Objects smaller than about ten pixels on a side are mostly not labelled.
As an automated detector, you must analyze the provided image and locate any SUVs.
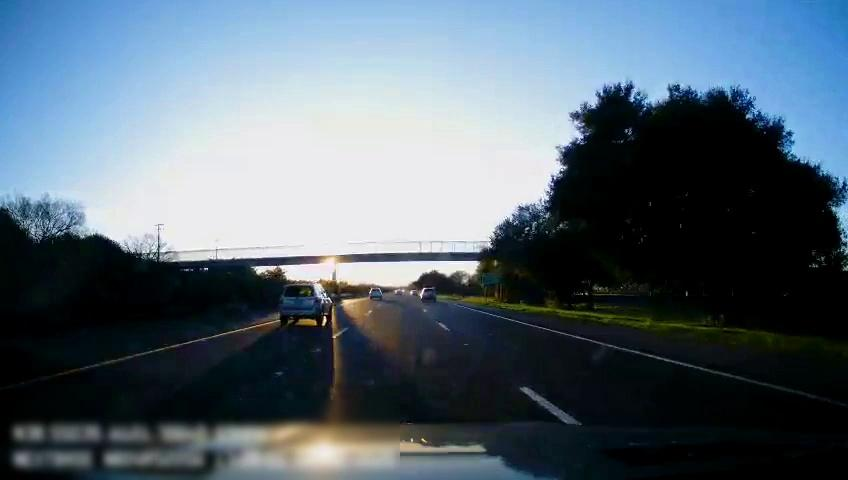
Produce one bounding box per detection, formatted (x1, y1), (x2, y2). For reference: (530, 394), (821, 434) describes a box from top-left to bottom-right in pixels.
(420, 288), (436, 302)
(368, 287), (382, 300)
(279, 282), (334, 327)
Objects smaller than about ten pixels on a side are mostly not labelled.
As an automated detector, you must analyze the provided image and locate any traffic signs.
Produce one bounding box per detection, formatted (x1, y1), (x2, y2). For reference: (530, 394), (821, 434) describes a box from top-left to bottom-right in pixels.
(482, 272), (506, 285)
